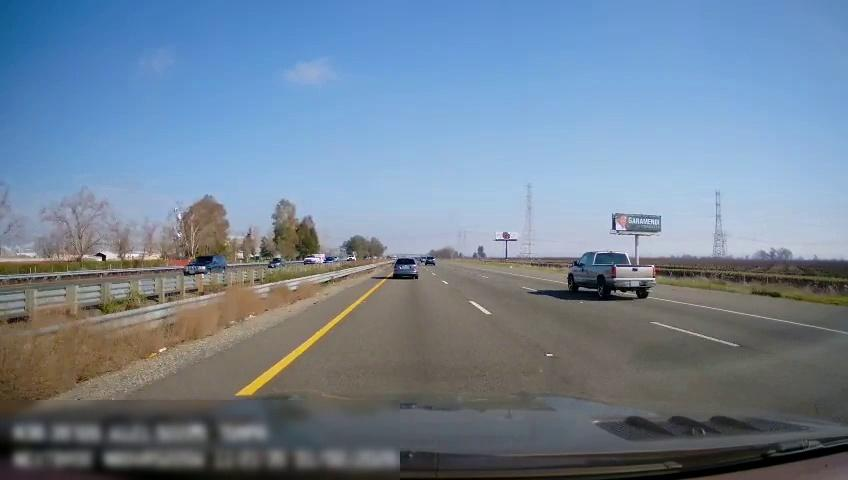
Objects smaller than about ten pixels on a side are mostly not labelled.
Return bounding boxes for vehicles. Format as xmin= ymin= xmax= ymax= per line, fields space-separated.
xmin=392 ymin=258 xmax=419 ymax=279
xmin=346 ymin=254 xmax=357 ymax=262
xmin=303 ymin=253 xmax=325 ymax=265
xmin=424 ymin=256 xmax=436 ymax=266
xmin=267 ymin=257 xmax=288 ymax=269
xmin=322 ymin=256 xmax=339 ymax=265
xmin=566 ymin=251 xmax=657 ymax=300
xmin=183 ymin=254 xmax=228 ymax=276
